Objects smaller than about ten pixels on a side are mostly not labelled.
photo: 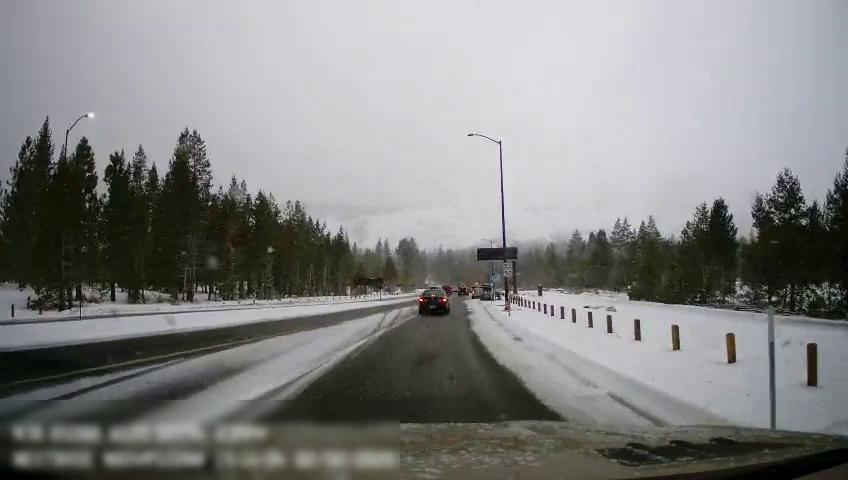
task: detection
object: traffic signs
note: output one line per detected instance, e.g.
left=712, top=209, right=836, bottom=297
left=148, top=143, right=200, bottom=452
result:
left=502, top=262, right=513, bottom=268
left=502, top=267, right=514, bottom=279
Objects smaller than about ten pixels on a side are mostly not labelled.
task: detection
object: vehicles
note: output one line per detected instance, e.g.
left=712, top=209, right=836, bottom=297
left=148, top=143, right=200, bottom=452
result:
left=417, top=288, right=450, bottom=316
left=479, top=285, right=495, bottom=302
left=471, top=288, right=483, bottom=300
left=442, top=285, right=452, bottom=295
left=457, top=287, right=470, bottom=297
